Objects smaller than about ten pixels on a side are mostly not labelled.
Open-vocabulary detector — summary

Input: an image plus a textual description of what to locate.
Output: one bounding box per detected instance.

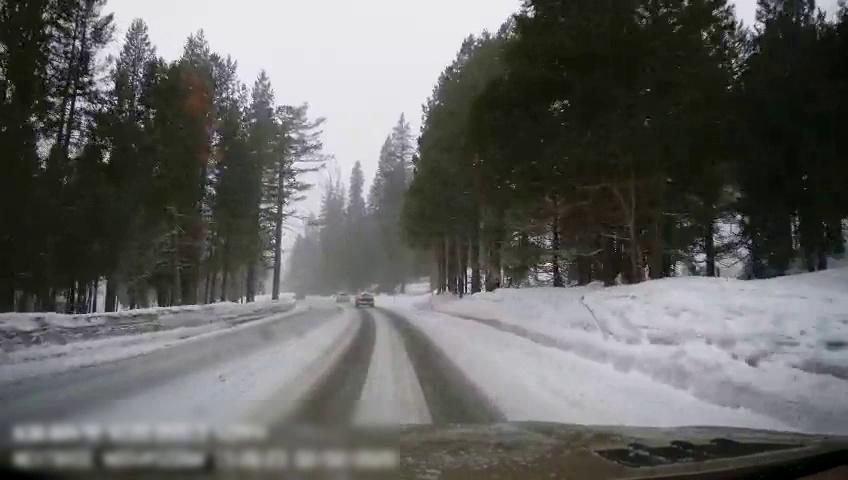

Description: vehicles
[354,290,375,308]
[335,292,350,303]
